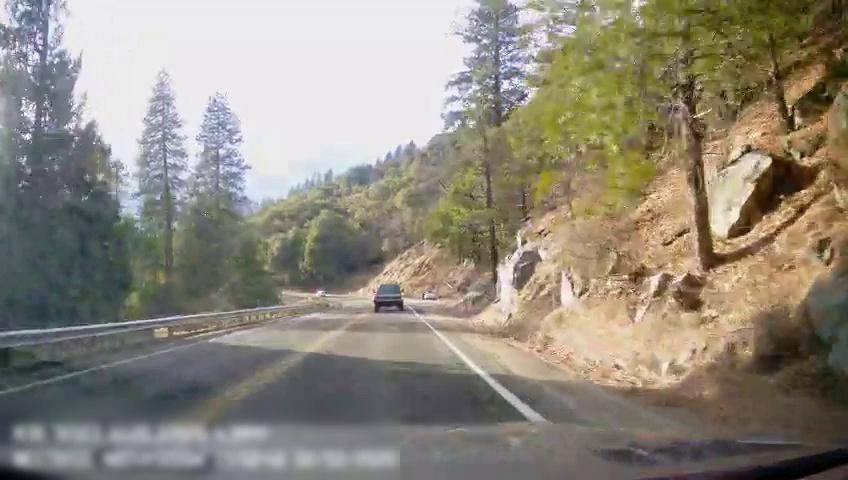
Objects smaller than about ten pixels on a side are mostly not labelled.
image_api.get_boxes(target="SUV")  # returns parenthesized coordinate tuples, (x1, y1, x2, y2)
(423, 289, 438, 300)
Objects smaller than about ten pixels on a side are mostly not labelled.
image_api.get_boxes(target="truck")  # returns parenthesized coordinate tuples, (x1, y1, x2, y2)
(373, 283, 404, 311)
